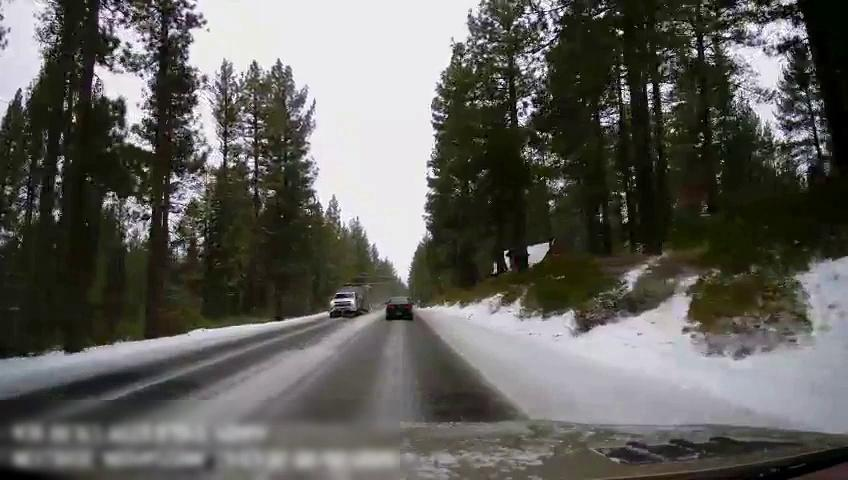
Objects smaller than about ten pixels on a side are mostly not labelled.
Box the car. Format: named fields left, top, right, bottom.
left=385, top=295, right=413, bottom=320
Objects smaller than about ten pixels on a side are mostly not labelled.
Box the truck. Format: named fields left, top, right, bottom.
left=328, top=290, right=362, bottom=319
